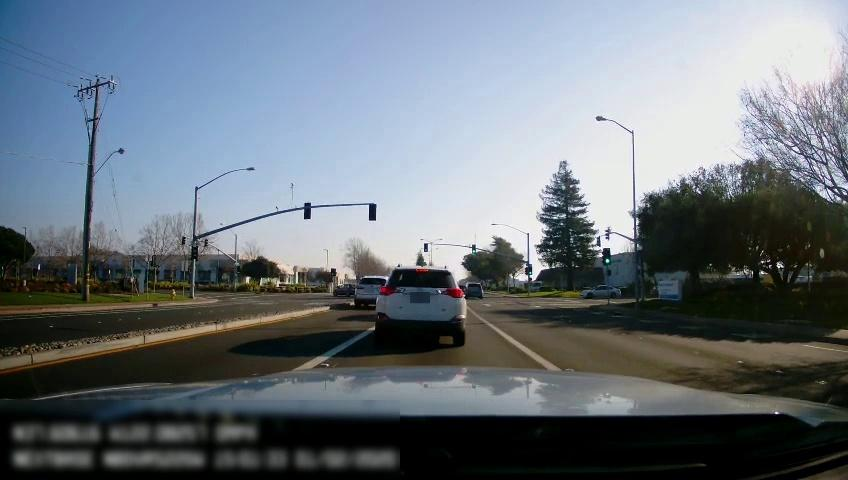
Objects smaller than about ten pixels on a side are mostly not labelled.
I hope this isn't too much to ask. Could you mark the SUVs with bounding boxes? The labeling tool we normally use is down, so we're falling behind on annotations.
[353,274,389,308]
[463,282,483,300]
[373,262,468,350]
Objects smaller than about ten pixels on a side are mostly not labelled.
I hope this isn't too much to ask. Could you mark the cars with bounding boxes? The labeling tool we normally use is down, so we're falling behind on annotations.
[581,283,624,300]
[333,283,356,297]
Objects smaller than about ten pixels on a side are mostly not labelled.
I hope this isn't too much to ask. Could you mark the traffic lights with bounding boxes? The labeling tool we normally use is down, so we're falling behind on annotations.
[423,242,429,253]
[368,202,377,222]
[471,244,477,256]
[595,234,602,249]
[193,245,199,261]
[604,226,611,241]
[303,202,312,220]
[602,246,612,265]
